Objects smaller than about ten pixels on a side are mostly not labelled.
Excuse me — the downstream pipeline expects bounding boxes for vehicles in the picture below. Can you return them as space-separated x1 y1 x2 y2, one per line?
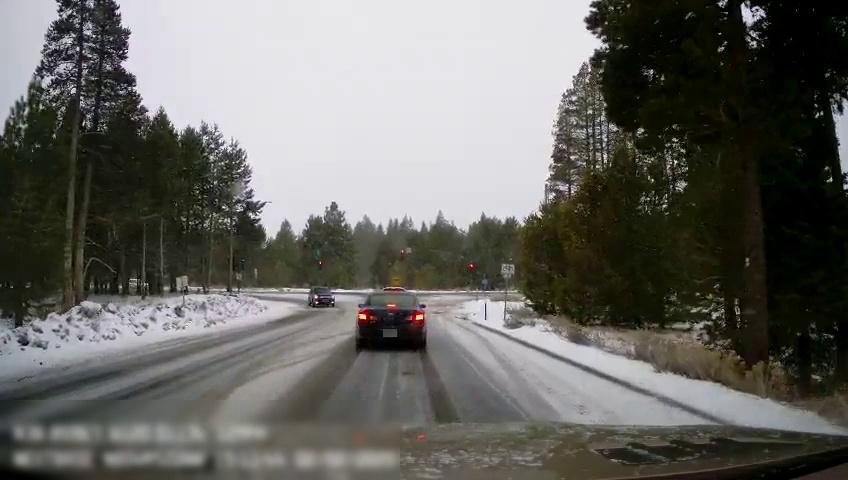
308 287 336 307
127 279 149 289
356 293 427 349
381 287 408 294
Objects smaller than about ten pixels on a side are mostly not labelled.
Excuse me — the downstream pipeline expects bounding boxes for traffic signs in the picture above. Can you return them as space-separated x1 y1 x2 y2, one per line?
502 264 515 275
